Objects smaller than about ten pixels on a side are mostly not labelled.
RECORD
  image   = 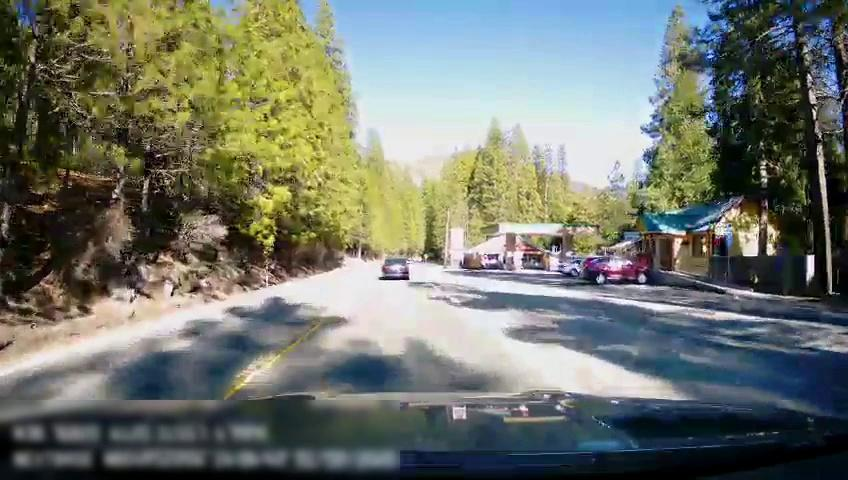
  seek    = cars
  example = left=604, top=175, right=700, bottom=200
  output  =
left=556, top=257, right=600, bottom=279
left=381, top=256, right=410, bottom=280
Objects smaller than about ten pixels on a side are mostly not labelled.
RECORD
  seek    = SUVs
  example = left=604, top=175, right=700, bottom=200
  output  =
left=582, top=255, right=650, bottom=285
